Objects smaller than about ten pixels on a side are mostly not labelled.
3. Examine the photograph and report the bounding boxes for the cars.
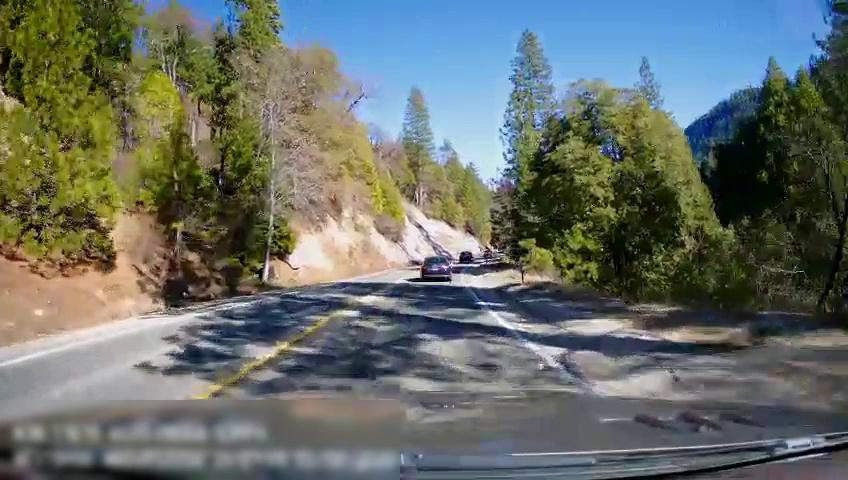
[459,251,475,264]
[420,255,453,282]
